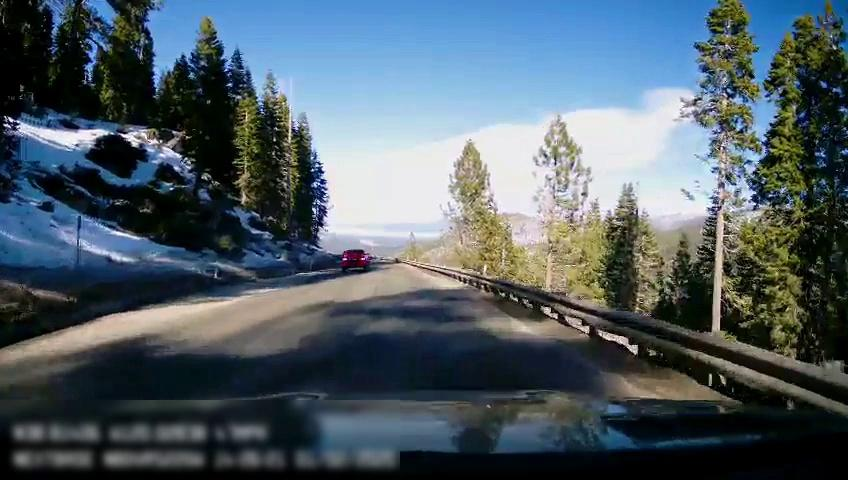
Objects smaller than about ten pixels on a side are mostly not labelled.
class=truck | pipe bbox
[339,249,371,273]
